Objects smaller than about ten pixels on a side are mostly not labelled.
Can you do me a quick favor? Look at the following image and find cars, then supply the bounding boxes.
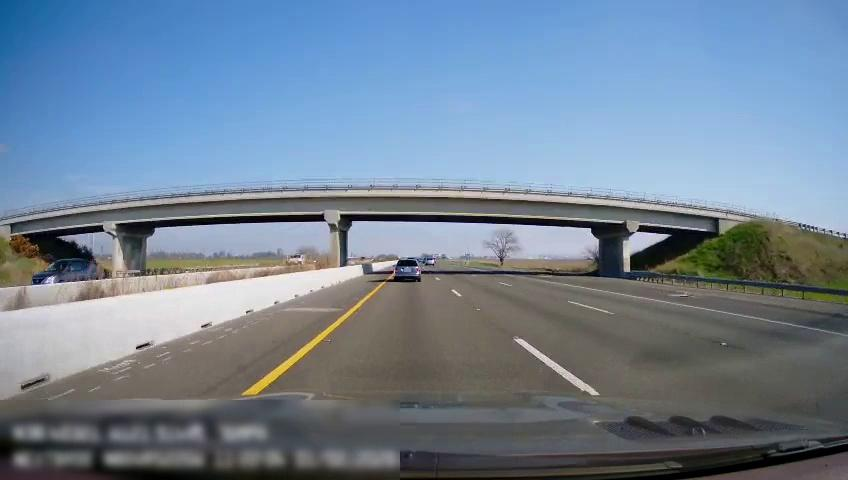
[30,258,106,287]
[392,259,423,283]
[424,257,435,267]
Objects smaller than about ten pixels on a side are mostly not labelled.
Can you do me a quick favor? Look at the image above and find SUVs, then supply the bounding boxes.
[288,254,307,265]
